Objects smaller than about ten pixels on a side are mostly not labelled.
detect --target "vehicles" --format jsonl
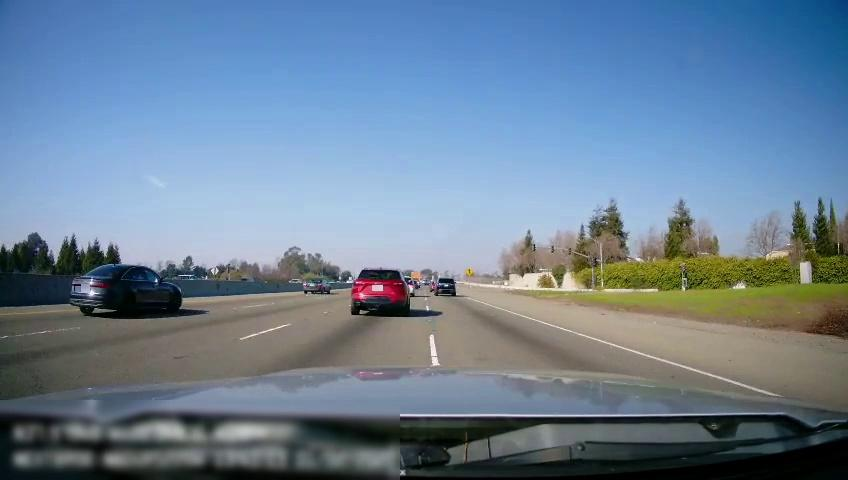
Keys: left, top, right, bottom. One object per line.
{"left": 404, "top": 276, "right": 415, "bottom": 297}
{"left": 432, "top": 277, "right": 457, "bottom": 298}
{"left": 350, "top": 268, "right": 411, "bottom": 315}
{"left": 303, "top": 277, "right": 332, "bottom": 295}
{"left": 71, "top": 263, "right": 184, "bottom": 317}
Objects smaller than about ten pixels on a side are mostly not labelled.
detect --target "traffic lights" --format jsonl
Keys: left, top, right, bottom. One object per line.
{"left": 593, "top": 256, "right": 599, "bottom": 268}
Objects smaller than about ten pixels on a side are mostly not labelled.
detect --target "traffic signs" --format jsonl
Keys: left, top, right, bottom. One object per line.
{"left": 464, "top": 267, "right": 475, "bottom": 277}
